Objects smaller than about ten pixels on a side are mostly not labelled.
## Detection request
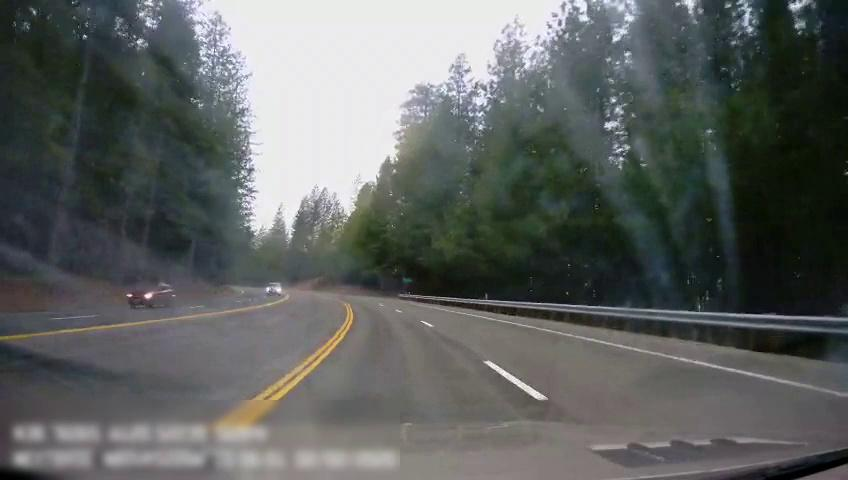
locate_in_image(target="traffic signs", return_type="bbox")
[402,278,413,283]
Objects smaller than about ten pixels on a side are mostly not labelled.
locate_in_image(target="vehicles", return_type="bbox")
[127,283,176,309]
[264,282,282,297]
